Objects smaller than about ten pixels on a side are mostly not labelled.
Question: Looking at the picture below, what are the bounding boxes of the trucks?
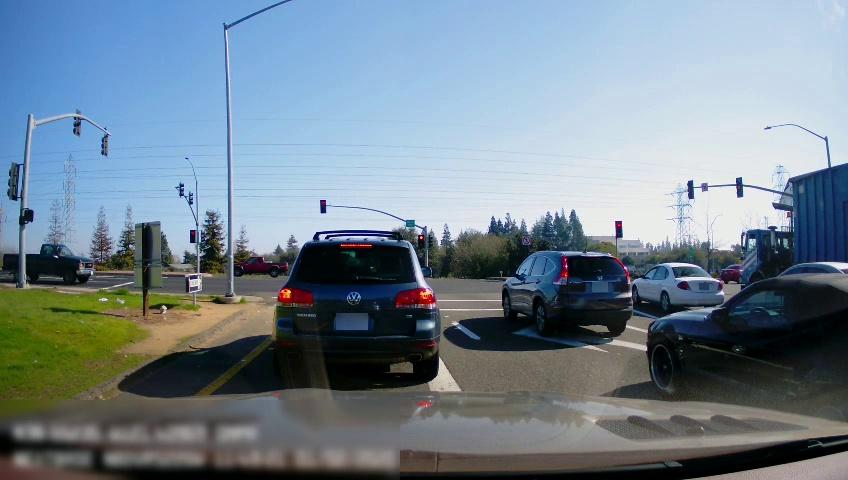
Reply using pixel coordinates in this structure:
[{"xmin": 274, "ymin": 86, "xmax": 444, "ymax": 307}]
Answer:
[
  {"xmin": 741, "ymin": 162, "xmax": 848, "ymax": 285},
  {"xmin": 3, "ymin": 243, "xmax": 96, "ymax": 286},
  {"xmin": 233, "ymin": 255, "xmax": 288, "ymax": 279}
]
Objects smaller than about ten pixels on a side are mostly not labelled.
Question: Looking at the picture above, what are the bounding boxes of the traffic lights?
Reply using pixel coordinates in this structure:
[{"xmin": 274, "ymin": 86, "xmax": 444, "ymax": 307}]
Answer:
[
  {"xmin": 686, "ymin": 179, "xmax": 695, "ymax": 201},
  {"xmin": 176, "ymin": 183, "xmax": 185, "ymax": 199},
  {"xmin": 190, "ymin": 230, "xmax": 197, "ymax": 244},
  {"xmin": 100, "ymin": 134, "xmax": 108, "ymax": 157},
  {"xmin": 22, "ymin": 209, "xmax": 33, "ymax": 223},
  {"xmin": 320, "ymin": 200, "xmax": 327, "ymax": 215},
  {"xmin": 5, "ymin": 164, "xmax": 18, "ymax": 202},
  {"xmin": 71, "ymin": 112, "xmax": 82, "ymax": 137},
  {"xmin": 417, "ymin": 236, "xmax": 425, "ymax": 248},
  {"xmin": 616, "ymin": 221, "xmax": 625, "ymax": 240},
  {"xmin": 188, "ymin": 193, "xmax": 195, "ymax": 207},
  {"xmin": 429, "ymin": 237, "xmax": 435, "ymax": 250}
]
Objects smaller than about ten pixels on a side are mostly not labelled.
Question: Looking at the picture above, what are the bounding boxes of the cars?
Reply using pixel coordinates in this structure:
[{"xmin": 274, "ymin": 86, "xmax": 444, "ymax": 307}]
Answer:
[
  {"xmin": 647, "ymin": 274, "xmax": 848, "ymax": 415},
  {"xmin": 721, "ymin": 262, "xmax": 742, "ymax": 286},
  {"xmin": 780, "ymin": 262, "xmax": 848, "ymax": 276},
  {"xmin": 630, "ymin": 262, "xmax": 725, "ymax": 314}
]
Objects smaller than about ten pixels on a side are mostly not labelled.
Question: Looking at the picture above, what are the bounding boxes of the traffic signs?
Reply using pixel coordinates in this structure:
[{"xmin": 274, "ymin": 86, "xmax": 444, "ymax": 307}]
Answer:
[{"xmin": 405, "ymin": 220, "xmax": 416, "ymax": 229}]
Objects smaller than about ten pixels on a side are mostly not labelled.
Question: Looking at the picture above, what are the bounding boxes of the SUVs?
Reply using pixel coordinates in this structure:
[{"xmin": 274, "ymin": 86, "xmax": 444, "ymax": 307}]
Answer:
[
  {"xmin": 272, "ymin": 239, "xmax": 442, "ymax": 383},
  {"xmin": 501, "ymin": 251, "xmax": 635, "ymax": 339}
]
